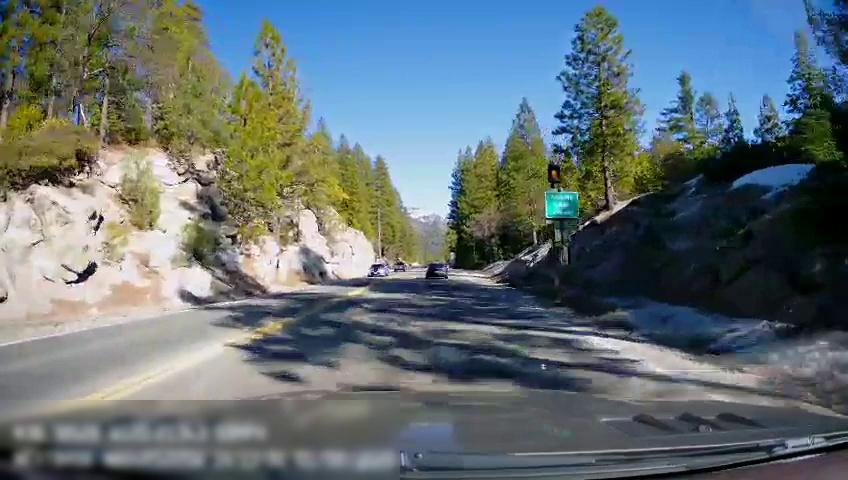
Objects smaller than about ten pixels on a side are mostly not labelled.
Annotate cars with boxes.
[426,261,449,279]
[367,264,388,278]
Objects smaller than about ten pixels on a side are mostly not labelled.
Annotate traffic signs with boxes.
[544,191,580,219]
